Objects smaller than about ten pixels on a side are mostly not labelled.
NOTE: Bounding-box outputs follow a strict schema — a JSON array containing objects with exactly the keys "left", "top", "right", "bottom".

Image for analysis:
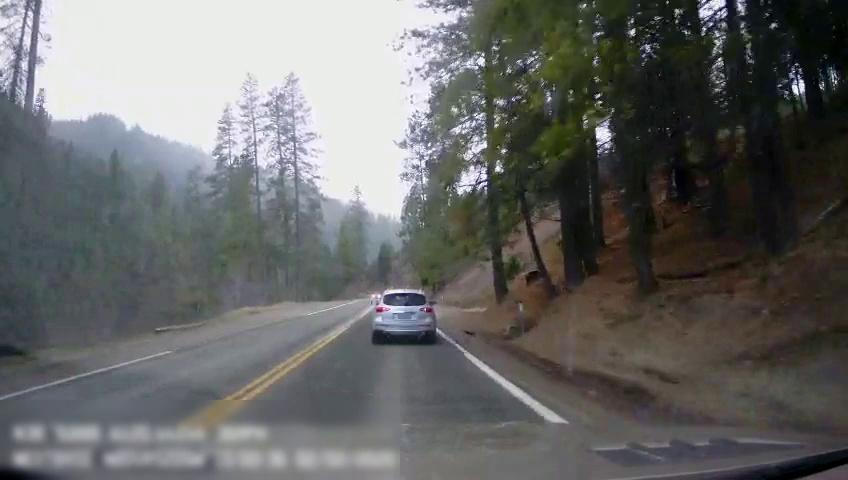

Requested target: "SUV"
[{"left": 372, "top": 290, "right": 437, "bottom": 343}]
